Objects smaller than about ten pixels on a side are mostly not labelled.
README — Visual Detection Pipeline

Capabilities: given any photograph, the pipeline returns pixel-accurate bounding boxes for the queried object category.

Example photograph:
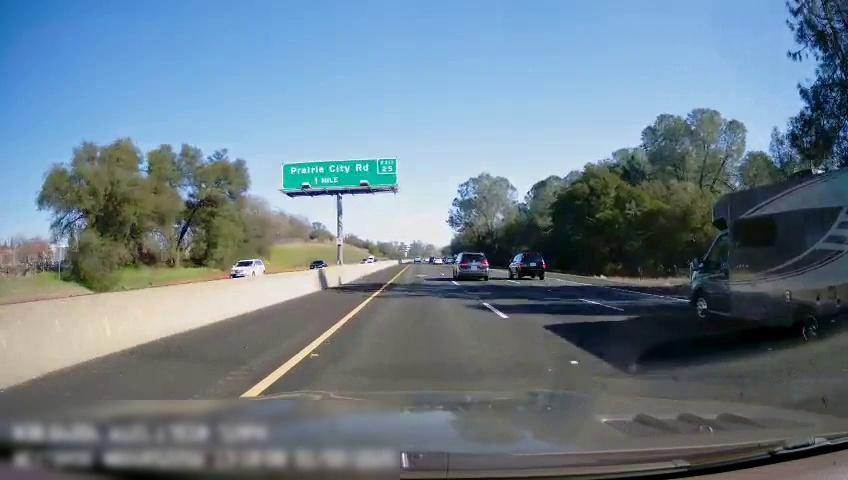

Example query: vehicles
[432,256,443,265]
[688,167,848,343]
[229,259,266,279]
[507,252,546,280]
[309,260,328,269]
[366,256,377,264]
[453,252,489,282]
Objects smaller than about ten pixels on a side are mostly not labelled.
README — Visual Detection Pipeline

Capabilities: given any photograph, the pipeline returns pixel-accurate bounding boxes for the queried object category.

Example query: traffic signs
[282,158,399,189]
